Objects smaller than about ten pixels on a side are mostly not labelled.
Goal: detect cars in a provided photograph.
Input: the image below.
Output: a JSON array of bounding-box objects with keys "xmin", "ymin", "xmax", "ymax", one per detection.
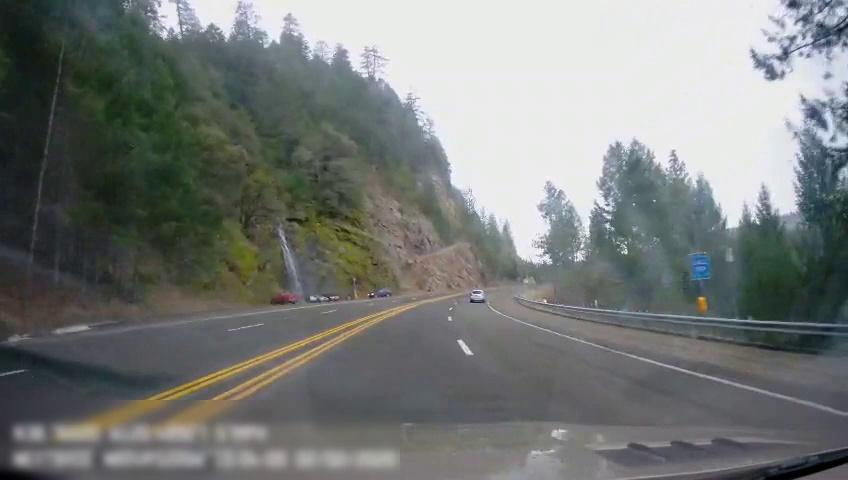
[
  {"xmin": 470, "ymin": 289, "xmax": 485, "ymax": 303},
  {"xmin": 270, "ymin": 291, "xmax": 297, "ymax": 306}
]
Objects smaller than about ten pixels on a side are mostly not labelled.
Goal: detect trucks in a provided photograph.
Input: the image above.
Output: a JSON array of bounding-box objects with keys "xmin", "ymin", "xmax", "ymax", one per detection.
[{"xmin": 366, "ymin": 287, "xmax": 394, "ymax": 299}]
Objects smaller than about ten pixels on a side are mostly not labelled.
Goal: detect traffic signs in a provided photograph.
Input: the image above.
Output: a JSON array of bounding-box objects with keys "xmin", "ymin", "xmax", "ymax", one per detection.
[
  {"xmin": 686, "ymin": 254, "xmax": 712, "ymax": 282},
  {"xmin": 697, "ymin": 297, "xmax": 708, "ymax": 315}
]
